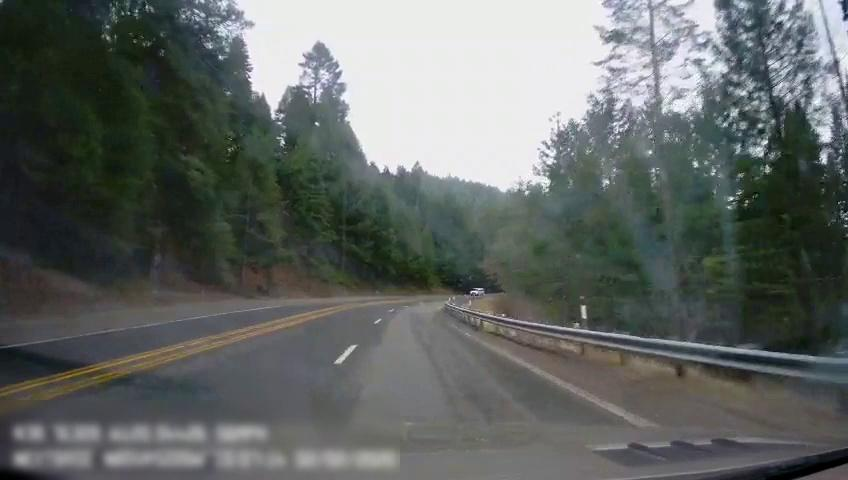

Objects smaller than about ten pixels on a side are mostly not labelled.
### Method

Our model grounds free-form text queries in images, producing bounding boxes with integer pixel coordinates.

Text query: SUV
[469,287,485,296]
